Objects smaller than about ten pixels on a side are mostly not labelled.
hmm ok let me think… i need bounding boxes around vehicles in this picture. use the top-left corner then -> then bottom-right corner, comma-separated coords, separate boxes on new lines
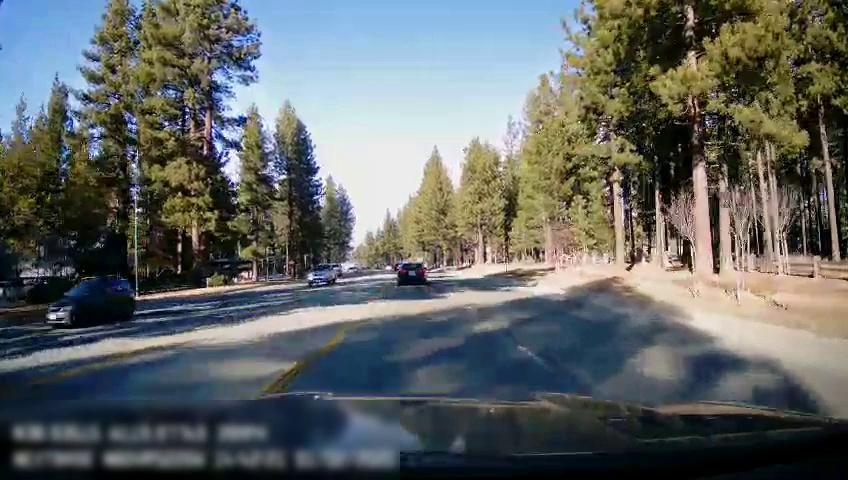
305,265 -> 338,288
397,262 -> 426,285
46,278 -> 135,330
329,265 -> 342,277
348,265 -> 360,275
